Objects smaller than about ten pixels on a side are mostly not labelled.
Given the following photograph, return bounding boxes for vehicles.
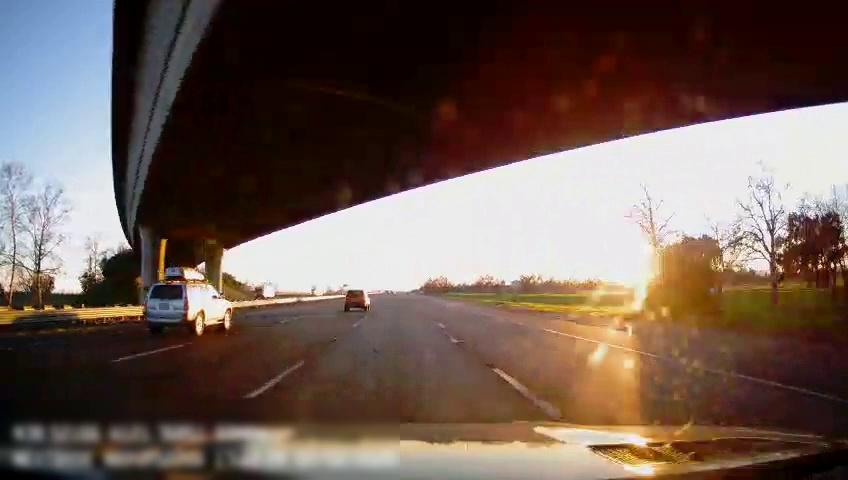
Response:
[254,285,275,300]
[344,289,371,312]
[144,267,233,338]
[310,287,323,296]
